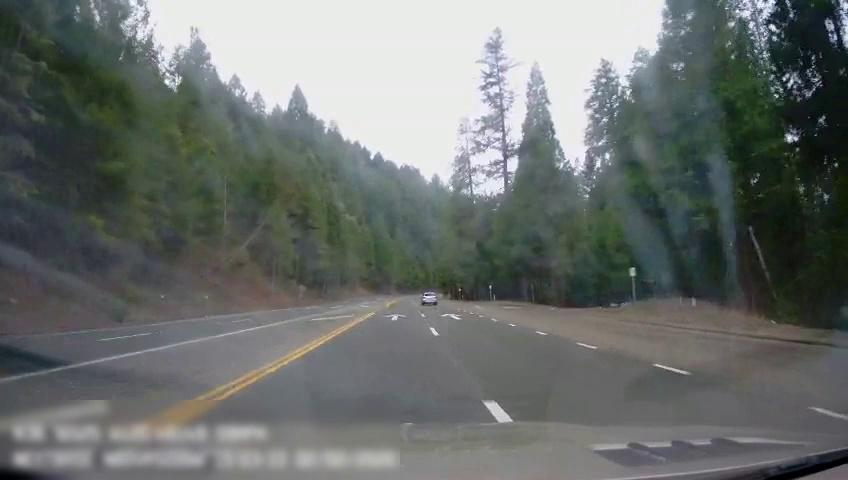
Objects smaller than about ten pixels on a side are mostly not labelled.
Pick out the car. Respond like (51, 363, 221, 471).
(421, 292, 438, 307)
